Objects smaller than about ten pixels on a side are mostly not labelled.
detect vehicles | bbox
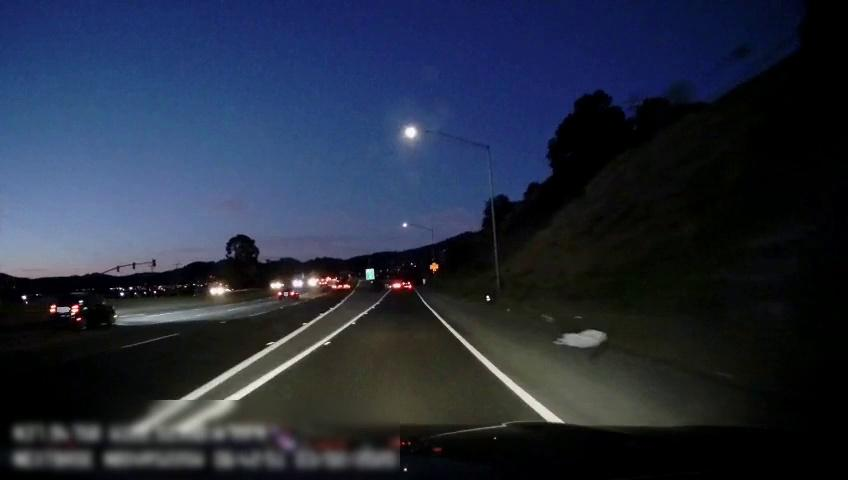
[48,291,118,331]
[277,286,300,302]
[331,272,353,294]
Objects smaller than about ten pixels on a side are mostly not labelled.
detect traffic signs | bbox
[429,262,440,273]
[366,268,376,281]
